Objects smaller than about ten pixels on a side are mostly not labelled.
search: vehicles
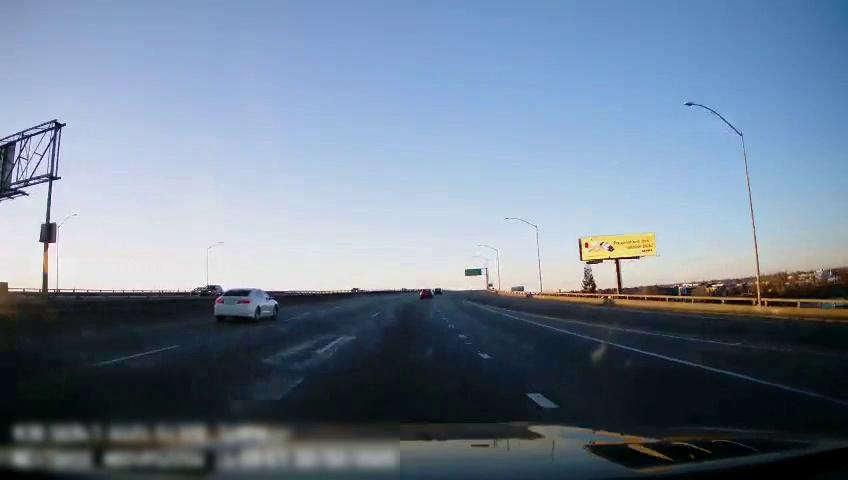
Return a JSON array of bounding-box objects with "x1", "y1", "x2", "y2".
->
[
  {"x1": 199, "y1": 285, "x2": 225, "y2": 296},
  {"x1": 193, "y1": 287, "x2": 204, "y2": 295},
  {"x1": 419, "y1": 290, "x2": 433, "y2": 300},
  {"x1": 213, "y1": 287, "x2": 280, "y2": 325}
]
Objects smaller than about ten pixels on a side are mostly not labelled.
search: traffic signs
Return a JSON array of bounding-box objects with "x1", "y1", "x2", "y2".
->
[{"x1": 465, "y1": 268, "x2": 482, "y2": 276}]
